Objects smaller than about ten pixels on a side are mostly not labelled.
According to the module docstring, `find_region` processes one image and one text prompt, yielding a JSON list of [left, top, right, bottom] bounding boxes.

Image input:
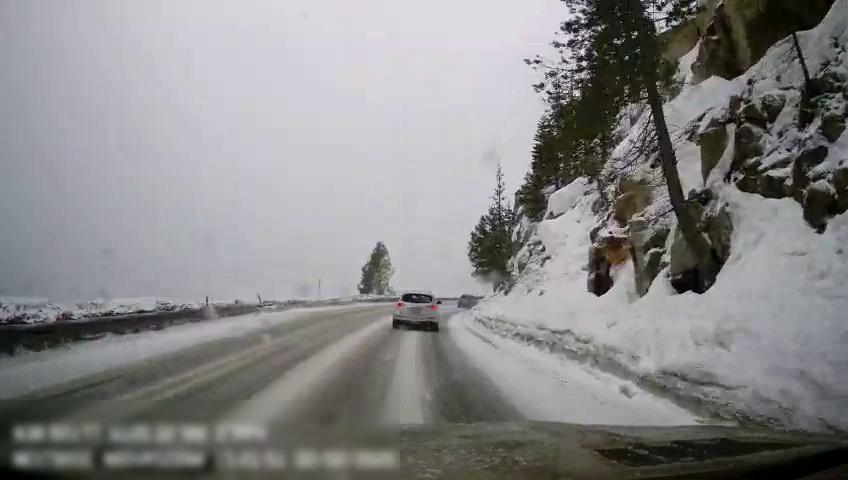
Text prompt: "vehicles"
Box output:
[[457, 294, 479, 309], [392, 292, 442, 331]]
